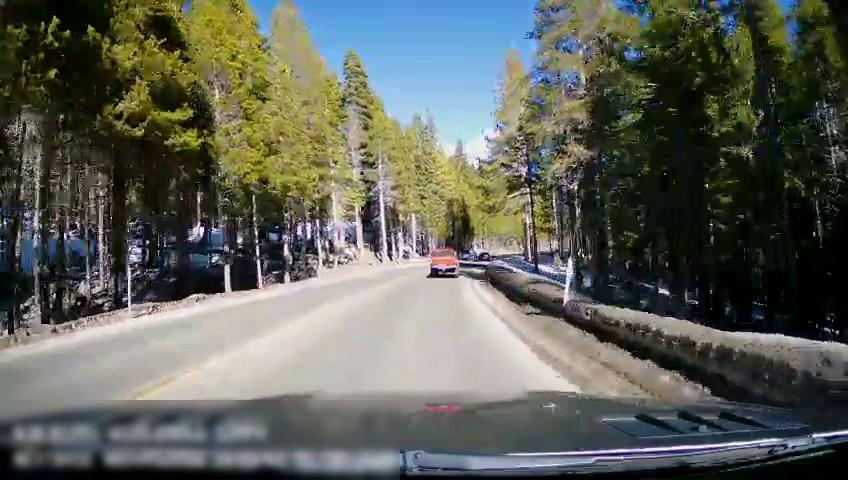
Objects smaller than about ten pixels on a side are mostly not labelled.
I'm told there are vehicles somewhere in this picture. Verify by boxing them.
[429,250,459,278]
[478,251,491,261]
